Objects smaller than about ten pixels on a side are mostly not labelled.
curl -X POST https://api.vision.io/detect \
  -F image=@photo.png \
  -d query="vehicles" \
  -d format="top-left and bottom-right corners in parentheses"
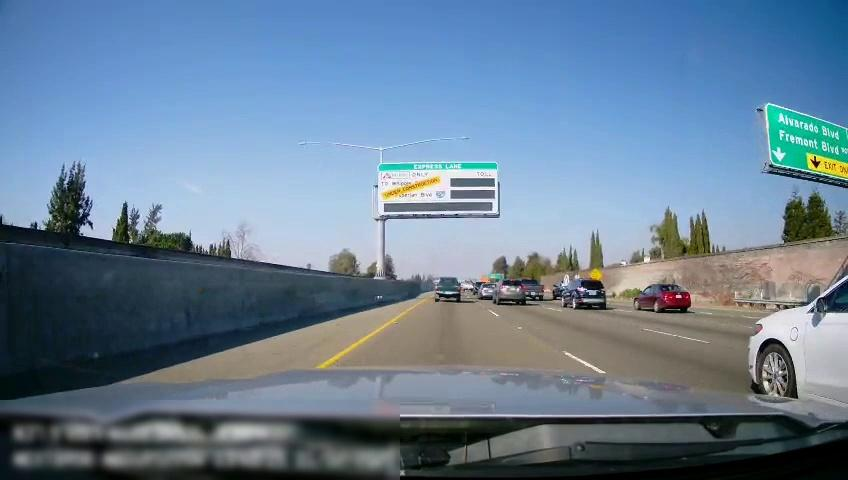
top-left (492, 278), bottom-right (527, 306)
top-left (477, 284), bottom-right (495, 301)
top-left (562, 278), bottom-right (607, 310)
top-left (434, 276), bottom-right (462, 303)
top-left (746, 275), bottom-right (848, 409)
top-left (518, 278), bottom-right (545, 300)
top-left (551, 271), bottom-right (580, 300)
top-left (472, 282), bottom-right (485, 296)
top-left (631, 283), bottom-right (692, 314)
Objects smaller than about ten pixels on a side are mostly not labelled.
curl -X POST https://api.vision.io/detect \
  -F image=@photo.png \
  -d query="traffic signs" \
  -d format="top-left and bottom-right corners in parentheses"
top-left (764, 102), bottom-right (848, 180)
top-left (489, 273), bottom-right (502, 280)
top-left (591, 268), bottom-right (603, 281)
top-left (376, 160), bottom-right (500, 216)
